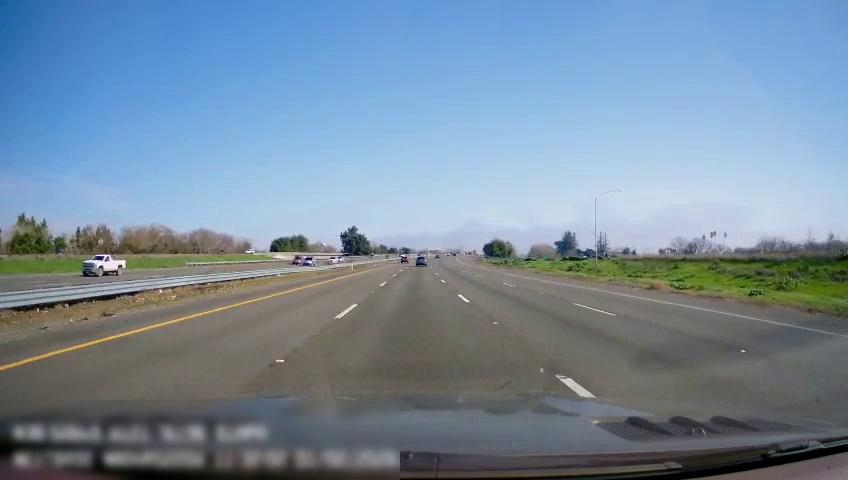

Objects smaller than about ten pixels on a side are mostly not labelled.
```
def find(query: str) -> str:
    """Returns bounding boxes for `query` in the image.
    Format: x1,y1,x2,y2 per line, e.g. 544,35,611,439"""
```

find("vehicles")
80,254,127,277
291,255,305,267
416,257,427,267
327,256,338,264
400,256,409,264
300,256,318,267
